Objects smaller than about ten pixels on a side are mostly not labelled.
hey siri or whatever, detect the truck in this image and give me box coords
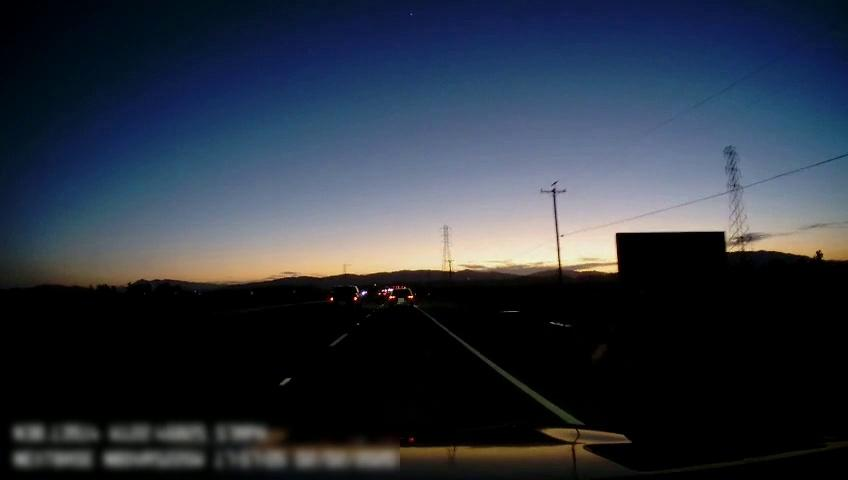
[328,285,363,312]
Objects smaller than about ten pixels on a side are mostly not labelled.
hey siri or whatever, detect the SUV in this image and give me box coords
[388,287,415,311]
